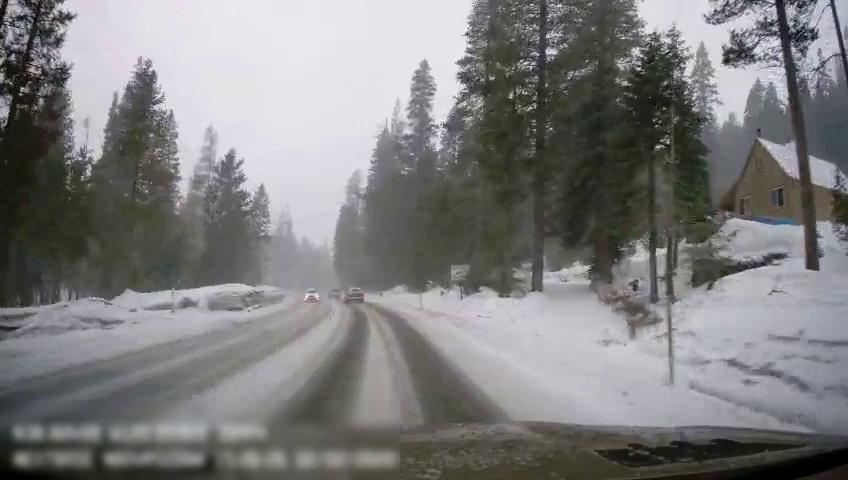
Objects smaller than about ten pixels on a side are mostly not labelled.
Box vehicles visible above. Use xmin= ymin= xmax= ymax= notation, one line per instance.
xmin=328 ymin=288 xmax=342 ymax=299
xmin=343 ymin=288 xmax=364 ymax=305
xmin=303 ymin=288 xmax=320 ymax=303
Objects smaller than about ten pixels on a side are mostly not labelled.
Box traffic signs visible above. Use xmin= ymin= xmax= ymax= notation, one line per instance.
xmin=450 ymin=263 xmax=471 ymax=283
